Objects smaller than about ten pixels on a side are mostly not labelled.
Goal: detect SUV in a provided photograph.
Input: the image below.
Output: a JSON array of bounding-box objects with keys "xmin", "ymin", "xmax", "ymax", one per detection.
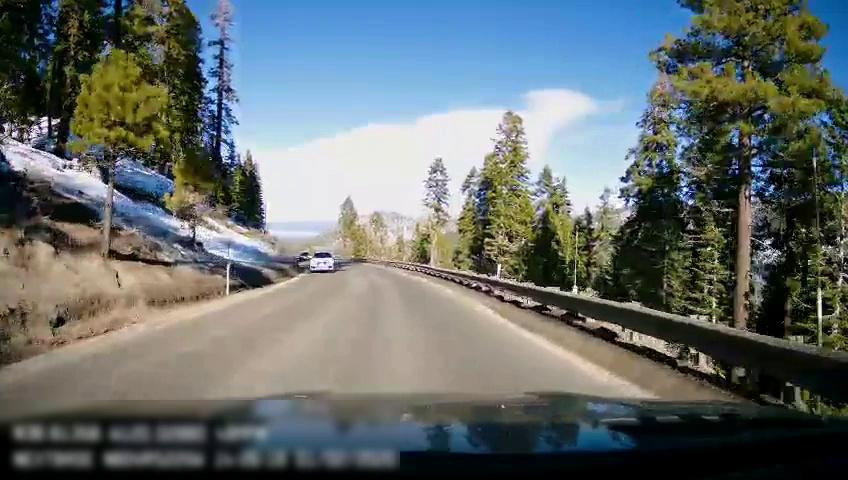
[{"xmin": 309, "ymin": 251, "xmax": 336, "ymax": 273}]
